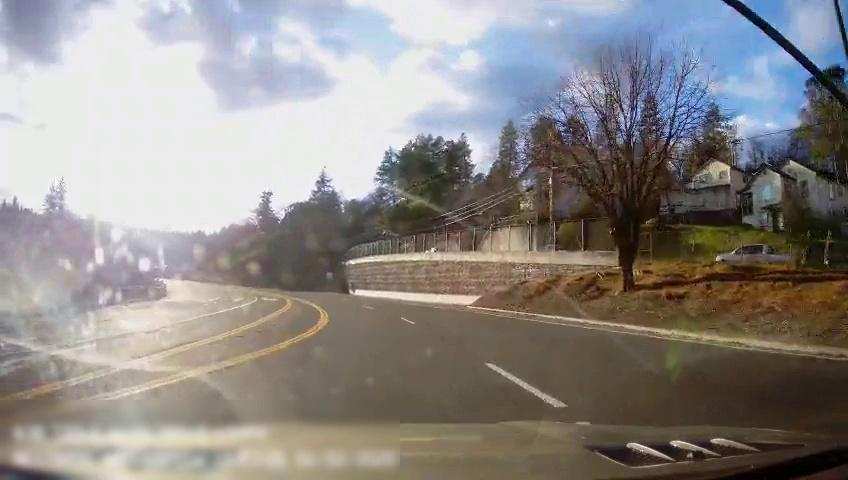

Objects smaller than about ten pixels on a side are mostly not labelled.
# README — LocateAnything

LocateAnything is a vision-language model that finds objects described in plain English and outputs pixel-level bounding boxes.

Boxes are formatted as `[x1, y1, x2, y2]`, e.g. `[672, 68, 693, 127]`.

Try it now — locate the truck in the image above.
[714, 242, 798, 266]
